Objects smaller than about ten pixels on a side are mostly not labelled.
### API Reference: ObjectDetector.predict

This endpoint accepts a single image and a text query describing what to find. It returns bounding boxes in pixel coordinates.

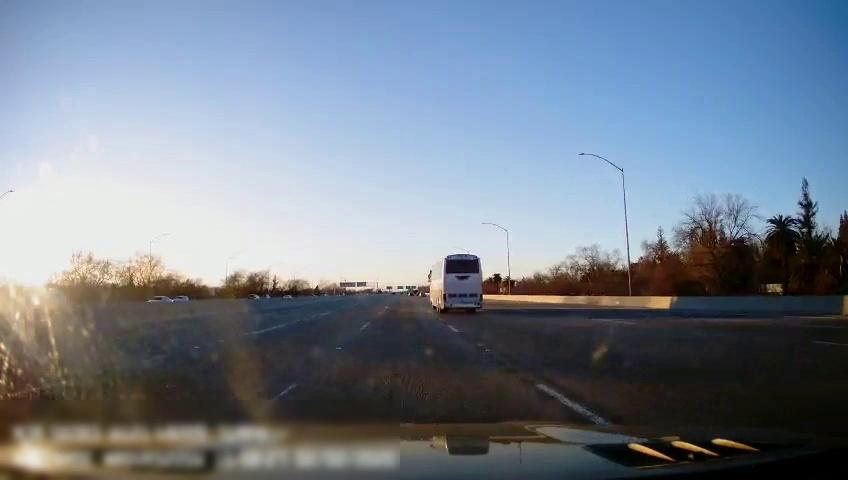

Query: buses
[429,254,484,315]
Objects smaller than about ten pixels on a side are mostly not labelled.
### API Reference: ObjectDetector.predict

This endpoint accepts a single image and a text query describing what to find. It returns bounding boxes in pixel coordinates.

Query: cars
[148,296,174,303]
[248,293,259,299]
[173,295,189,302]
